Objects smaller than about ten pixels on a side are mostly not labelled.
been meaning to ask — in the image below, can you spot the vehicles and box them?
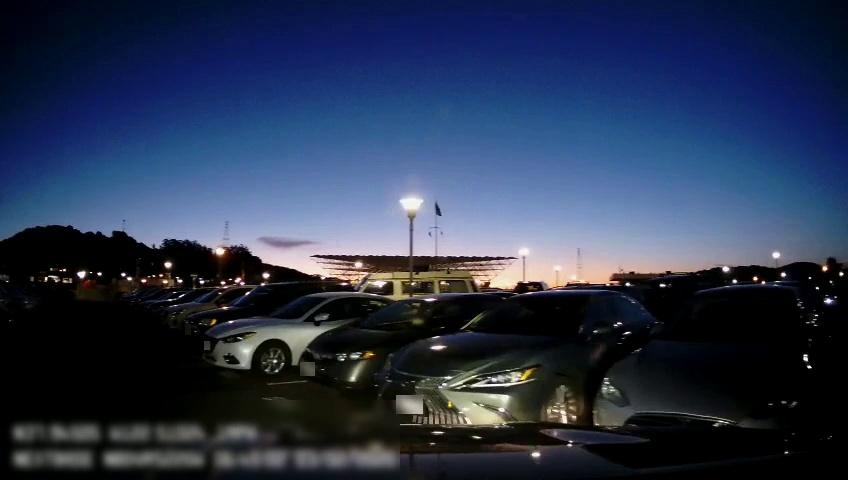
[144,289,213,321]
[296,291,520,393]
[511,280,550,294]
[355,270,481,302]
[184,279,328,344]
[592,283,817,437]
[375,289,657,427]
[163,284,261,332]
[201,290,396,380]
[0,283,32,316]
